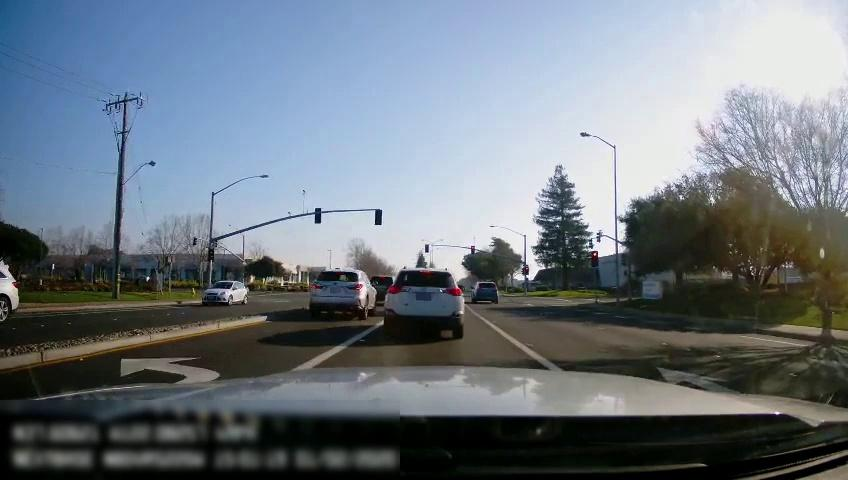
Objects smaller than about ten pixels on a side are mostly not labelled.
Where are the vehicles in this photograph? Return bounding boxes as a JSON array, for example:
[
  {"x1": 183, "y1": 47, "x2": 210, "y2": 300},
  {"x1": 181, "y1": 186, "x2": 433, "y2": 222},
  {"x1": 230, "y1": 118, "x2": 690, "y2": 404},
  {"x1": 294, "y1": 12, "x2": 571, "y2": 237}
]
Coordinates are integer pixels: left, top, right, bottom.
[
  {"x1": 383, "y1": 267, "x2": 467, "y2": 340},
  {"x1": 200, "y1": 280, "x2": 249, "y2": 307},
  {"x1": 369, "y1": 275, "x2": 394, "y2": 301},
  {"x1": 471, "y1": 282, "x2": 498, "y2": 304},
  {"x1": 0, "y1": 260, "x2": 19, "y2": 327},
  {"x1": 308, "y1": 269, "x2": 376, "y2": 322}
]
